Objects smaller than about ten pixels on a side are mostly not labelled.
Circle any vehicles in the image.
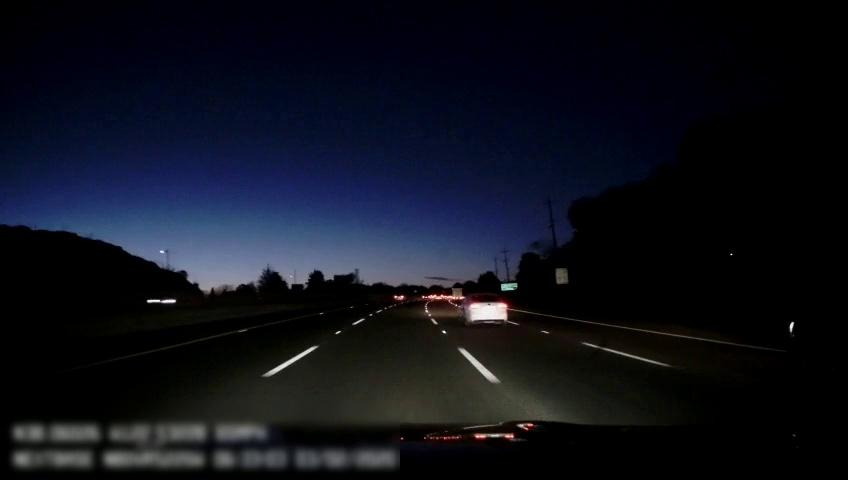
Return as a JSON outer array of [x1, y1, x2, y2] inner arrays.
[[788, 269, 848, 384], [459, 292, 509, 327], [146, 291, 181, 305], [452, 288, 462, 300]]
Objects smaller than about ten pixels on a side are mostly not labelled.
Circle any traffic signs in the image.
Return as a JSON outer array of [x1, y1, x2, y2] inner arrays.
[[500, 282, 518, 292], [556, 268, 568, 284]]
